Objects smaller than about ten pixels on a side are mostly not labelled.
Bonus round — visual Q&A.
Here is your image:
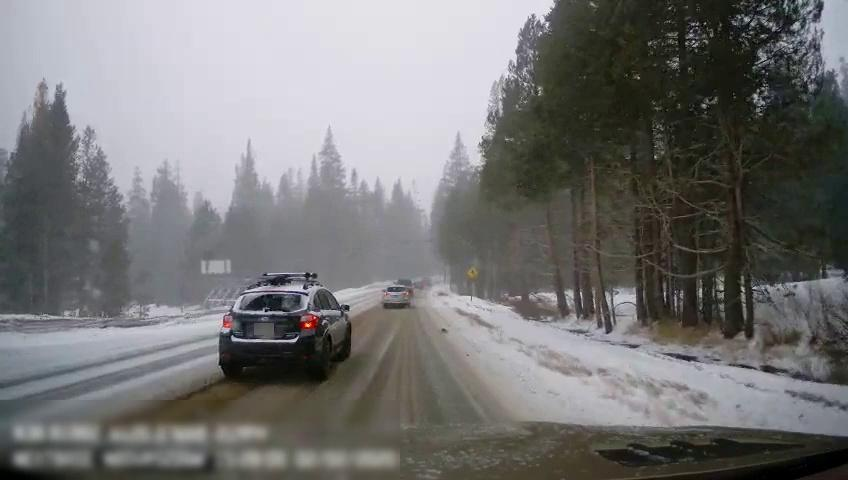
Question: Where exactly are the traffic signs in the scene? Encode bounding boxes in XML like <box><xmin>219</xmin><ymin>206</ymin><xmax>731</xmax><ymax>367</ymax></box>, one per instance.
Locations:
<box><xmin>466</xmin><ymin>266</ymin><xmax>480</xmax><ymax>280</ymax></box>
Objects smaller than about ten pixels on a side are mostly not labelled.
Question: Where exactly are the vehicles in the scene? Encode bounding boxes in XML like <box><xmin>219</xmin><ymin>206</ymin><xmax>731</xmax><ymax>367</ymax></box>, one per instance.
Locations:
<box><xmin>382</xmin><ymin>283</ymin><xmax>412</xmax><ymax>310</ymax></box>
<box><xmin>392</xmin><ymin>278</ymin><xmax>416</xmax><ymax>298</ymax></box>
<box><xmin>412</xmin><ymin>280</ymin><xmax>424</xmax><ymax>290</ymax></box>
<box><xmin>217</xmin><ymin>272</ymin><xmax>352</xmax><ymax>379</ymax></box>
